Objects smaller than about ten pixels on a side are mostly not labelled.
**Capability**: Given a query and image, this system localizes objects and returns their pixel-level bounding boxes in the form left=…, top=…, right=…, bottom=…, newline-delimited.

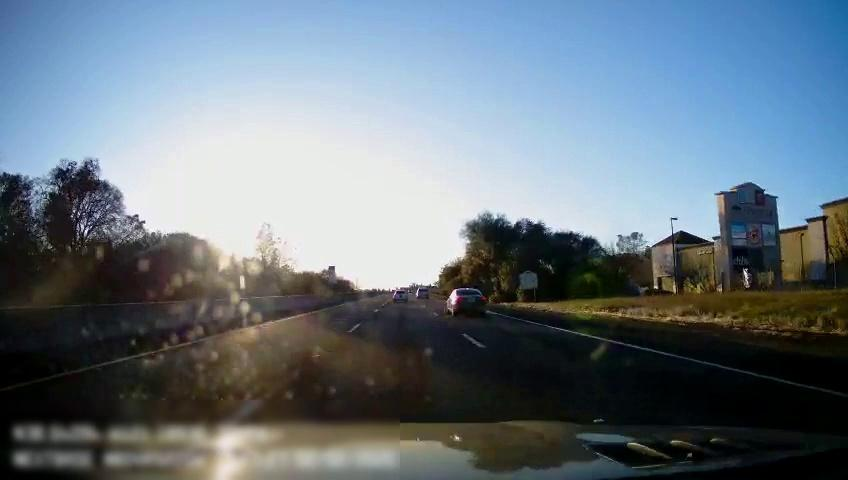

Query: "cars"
left=392, top=290, right=409, bottom=304
left=444, top=287, right=488, bottom=317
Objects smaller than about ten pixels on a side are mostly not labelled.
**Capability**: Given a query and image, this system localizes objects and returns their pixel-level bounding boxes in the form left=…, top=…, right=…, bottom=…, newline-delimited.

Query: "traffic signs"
left=328, top=265, right=337, bottom=285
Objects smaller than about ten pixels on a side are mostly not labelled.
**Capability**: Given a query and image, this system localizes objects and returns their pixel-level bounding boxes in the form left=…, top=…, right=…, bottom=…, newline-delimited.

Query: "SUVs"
left=416, top=287, right=431, bottom=299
